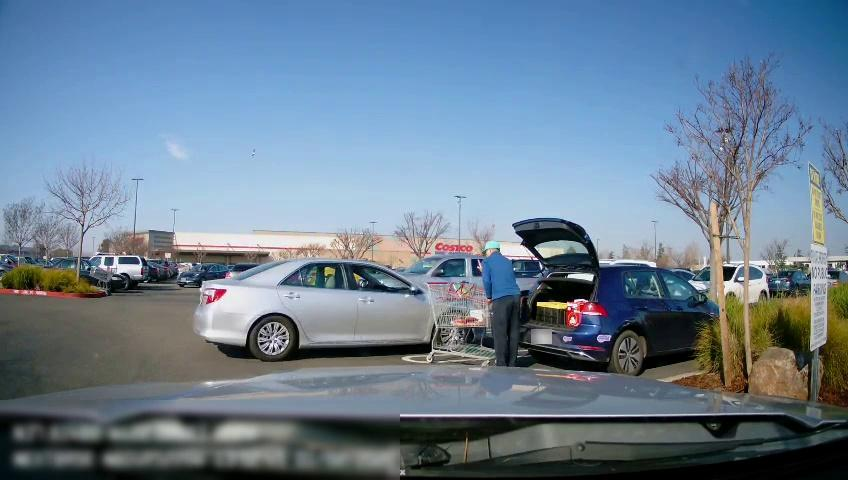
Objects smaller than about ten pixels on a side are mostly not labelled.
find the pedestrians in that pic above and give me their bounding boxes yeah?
[480,239,523,367]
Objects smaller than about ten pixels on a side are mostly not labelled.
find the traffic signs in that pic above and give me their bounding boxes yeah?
[807,163,825,246]
[809,242,829,352]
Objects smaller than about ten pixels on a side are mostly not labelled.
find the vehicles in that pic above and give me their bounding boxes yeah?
[225,264,256,279]
[669,267,697,282]
[599,259,658,269]
[510,217,721,376]
[90,255,151,289]
[176,263,233,289]
[767,269,812,298]
[404,252,540,323]
[54,258,130,293]
[195,255,495,363]
[688,262,771,306]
